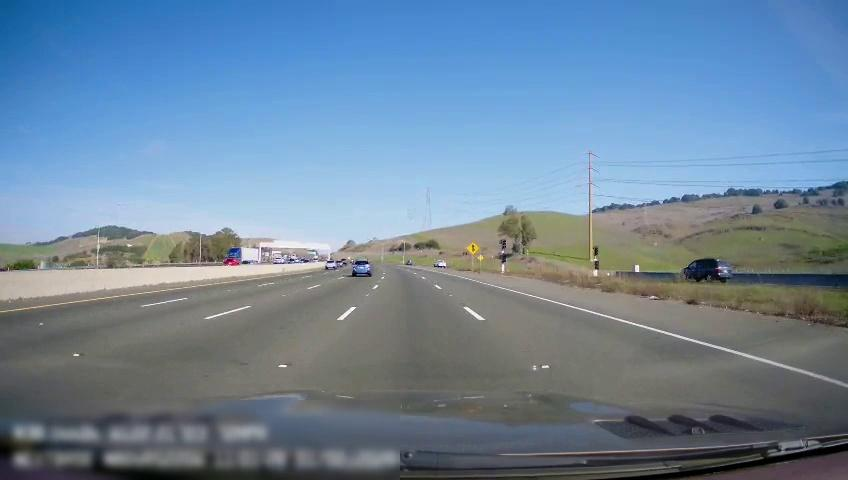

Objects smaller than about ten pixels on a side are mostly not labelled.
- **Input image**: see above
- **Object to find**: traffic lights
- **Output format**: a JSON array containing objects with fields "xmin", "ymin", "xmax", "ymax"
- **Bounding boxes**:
[
  {"xmin": 501, "ymin": 238, "xmax": 508, "ymax": 250},
  {"xmin": 500, "ymin": 252, "xmax": 508, "ymax": 264}
]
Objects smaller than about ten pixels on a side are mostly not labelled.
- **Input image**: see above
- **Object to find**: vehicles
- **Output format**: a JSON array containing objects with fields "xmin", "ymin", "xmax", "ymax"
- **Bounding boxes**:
[
  {"xmin": 325, "ymin": 259, "xmax": 338, "ymax": 270},
  {"xmin": 287, "ymin": 257, "xmax": 299, "ymax": 264},
  {"xmin": 273, "ymin": 257, "xmax": 285, "ymax": 264},
  {"xmin": 433, "ymin": 260, "xmax": 447, "ymax": 268},
  {"xmin": 682, "ymin": 256, "xmax": 734, "ymax": 283},
  {"xmin": 352, "ymin": 259, "xmax": 372, "ymax": 277},
  {"xmin": 227, "ymin": 246, "xmax": 259, "ymax": 265},
  {"xmin": 222, "ymin": 257, "xmax": 240, "ymax": 266}
]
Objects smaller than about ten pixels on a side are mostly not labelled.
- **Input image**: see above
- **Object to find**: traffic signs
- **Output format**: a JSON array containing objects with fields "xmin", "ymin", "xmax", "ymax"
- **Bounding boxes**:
[{"xmin": 466, "ymin": 242, "xmax": 481, "ymax": 255}]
